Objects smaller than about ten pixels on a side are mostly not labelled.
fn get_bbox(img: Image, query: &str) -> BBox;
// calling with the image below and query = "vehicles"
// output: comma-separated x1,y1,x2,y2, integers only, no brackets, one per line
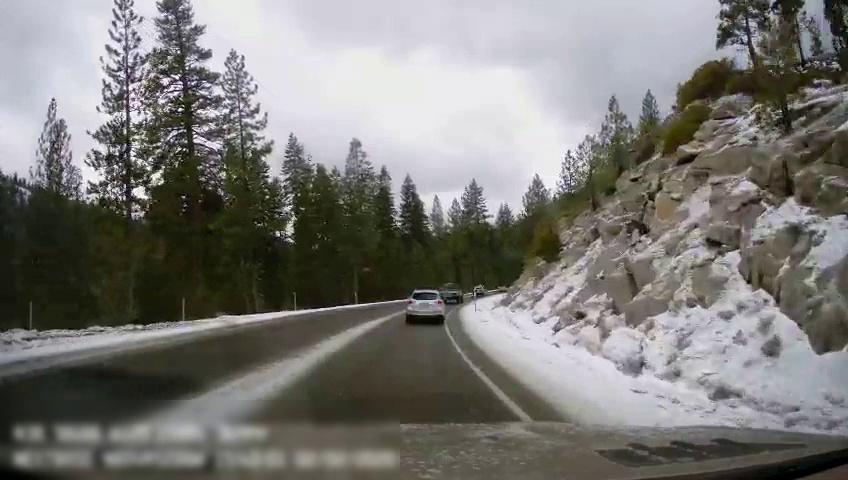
406,289,445,323
473,286,486,296
438,283,464,304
